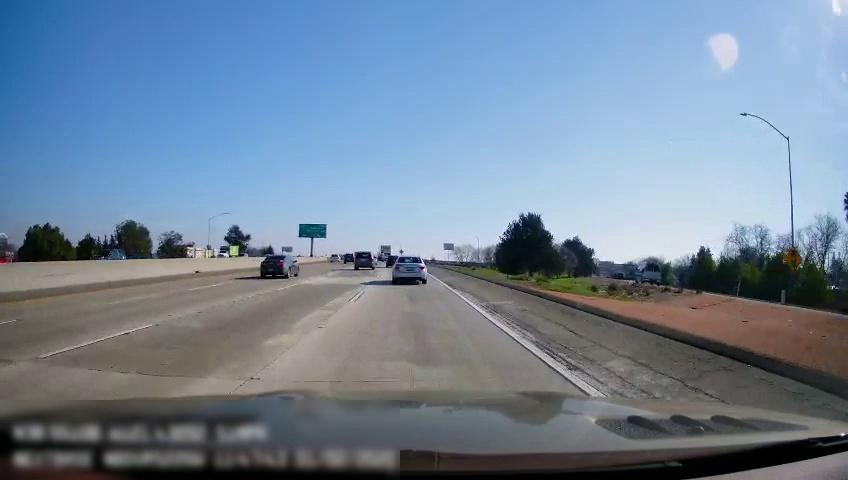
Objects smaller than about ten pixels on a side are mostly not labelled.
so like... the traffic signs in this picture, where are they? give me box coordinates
[298,224,327,239]
[783,248,804,273]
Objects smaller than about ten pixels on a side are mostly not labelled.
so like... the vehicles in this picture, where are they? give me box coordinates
[352,251,376,271]
[343,252,355,264]
[379,244,392,253]
[391,255,428,285]
[633,261,662,285]
[329,253,341,263]
[94,249,126,261]
[217,245,239,258]
[259,254,301,280]
[384,255,398,268]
